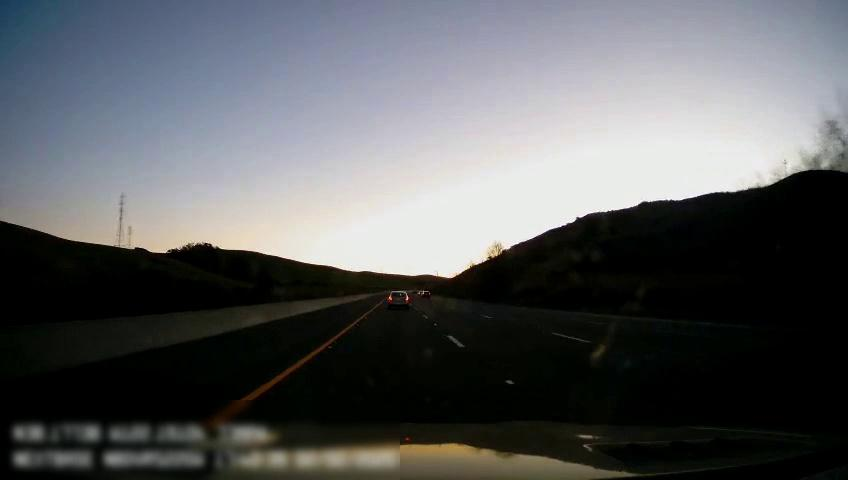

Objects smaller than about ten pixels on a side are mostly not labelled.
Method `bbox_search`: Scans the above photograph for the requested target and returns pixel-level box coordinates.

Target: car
[387,291,409,310]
